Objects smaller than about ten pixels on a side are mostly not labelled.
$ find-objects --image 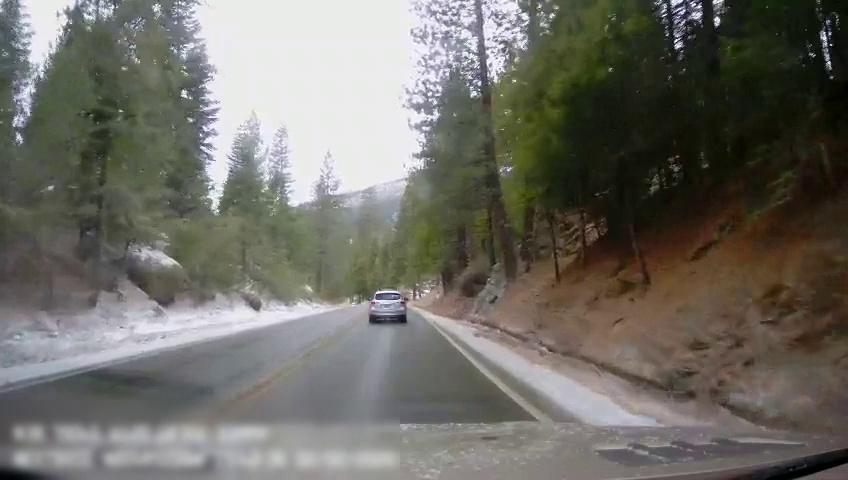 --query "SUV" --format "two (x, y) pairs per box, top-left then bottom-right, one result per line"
(367, 290), (408, 324)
